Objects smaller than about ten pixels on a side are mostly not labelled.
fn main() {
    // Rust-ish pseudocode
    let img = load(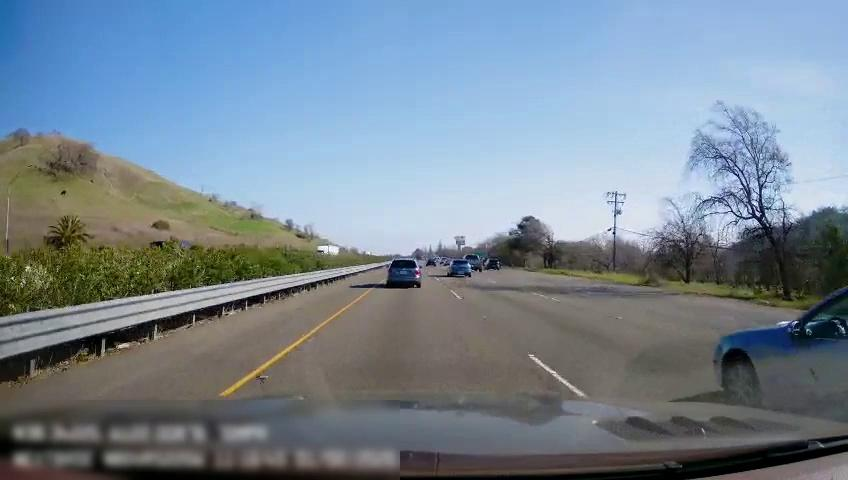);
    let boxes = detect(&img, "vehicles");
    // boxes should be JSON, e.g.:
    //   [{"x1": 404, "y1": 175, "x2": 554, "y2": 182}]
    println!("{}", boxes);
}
[
  {"x1": 465, "y1": 255, "x2": 482, "y2": 272},
  {"x1": 386, "y1": 259, "x2": 423, "y2": 289},
  {"x1": 316, "y1": 245, "x2": 340, "y2": 257},
  {"x1": 425, "y1": 258, "x2": 437, "y2": 267},
  {"x1": 711, "y1": 284, "x2": 848, "y2": 428},
  {"x1": 483, "y1": 256, "x2": 500, "y2": 270},
  {"x1": 447, "y1": 259, "x2": 472, "y2": 278}
]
